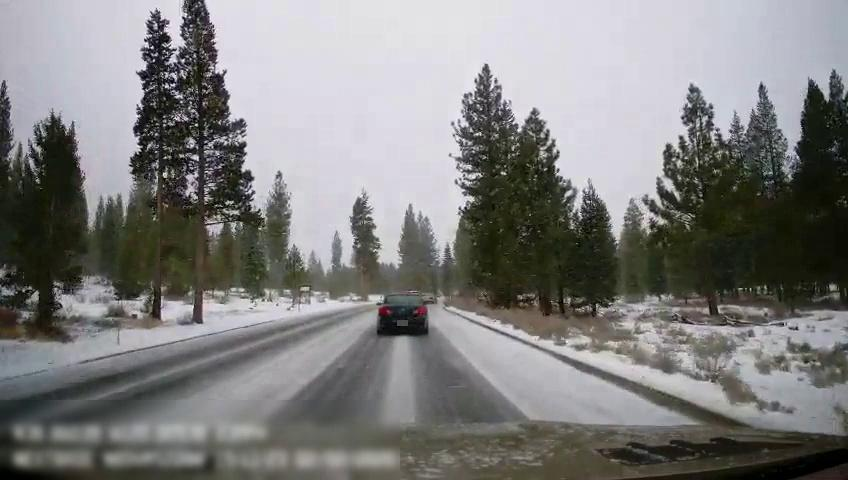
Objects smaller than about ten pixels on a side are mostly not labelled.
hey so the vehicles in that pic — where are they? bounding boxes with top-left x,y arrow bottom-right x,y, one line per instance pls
421,293 -> 437,304
376,293 -> 430,335
407,291 -> 420,294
